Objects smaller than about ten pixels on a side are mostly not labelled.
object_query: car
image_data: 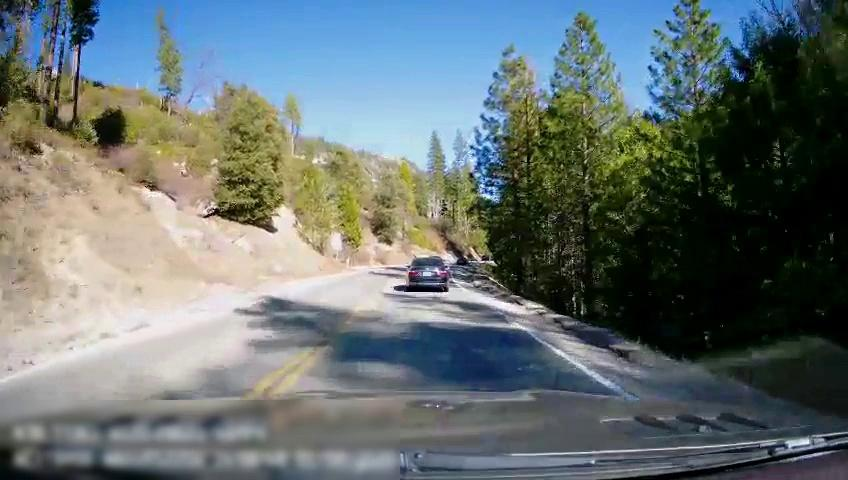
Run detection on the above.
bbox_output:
[407,255,450,293]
